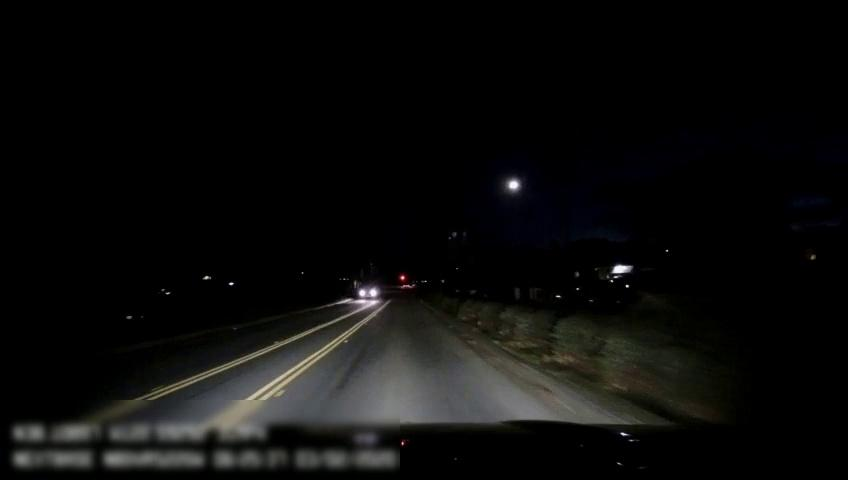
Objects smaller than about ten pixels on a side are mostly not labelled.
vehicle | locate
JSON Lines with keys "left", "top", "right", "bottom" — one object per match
{"left": 356, "top": 280, "right": 383, "bottom": 300}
